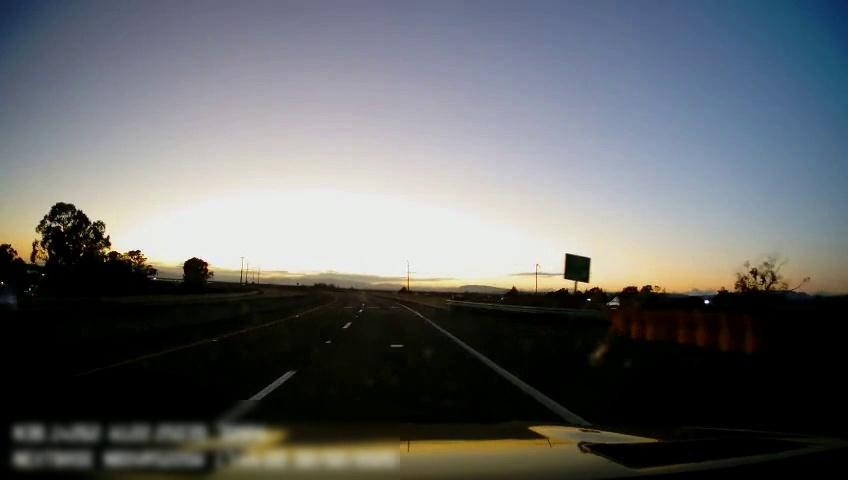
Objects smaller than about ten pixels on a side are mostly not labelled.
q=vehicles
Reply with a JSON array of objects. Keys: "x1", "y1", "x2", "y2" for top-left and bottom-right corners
[
  {"x1": 605, "y1": 294, "x2": 620, "y2": 309},
  {"x1": 0, "y1": 286, "x2": 18, "y2": 309}
]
